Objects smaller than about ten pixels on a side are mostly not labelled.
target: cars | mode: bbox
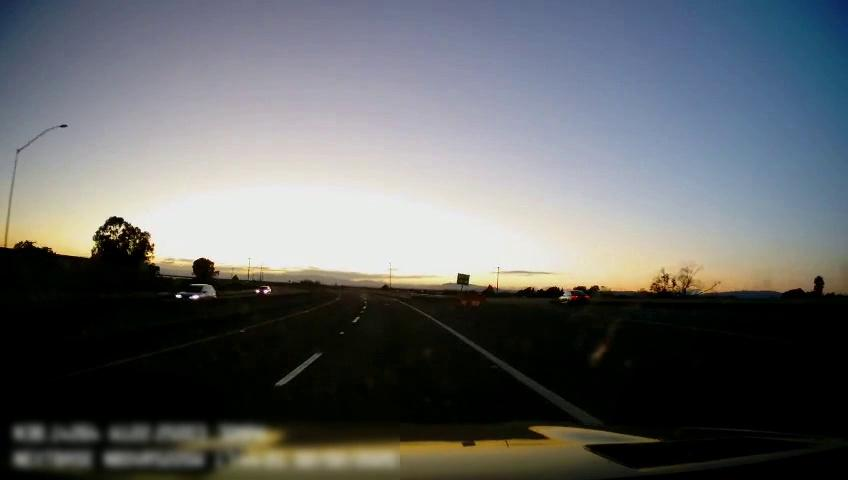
[558,290,591,304]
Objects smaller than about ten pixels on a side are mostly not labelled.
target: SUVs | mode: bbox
[174,283,218,300]
[255,285,272,296]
